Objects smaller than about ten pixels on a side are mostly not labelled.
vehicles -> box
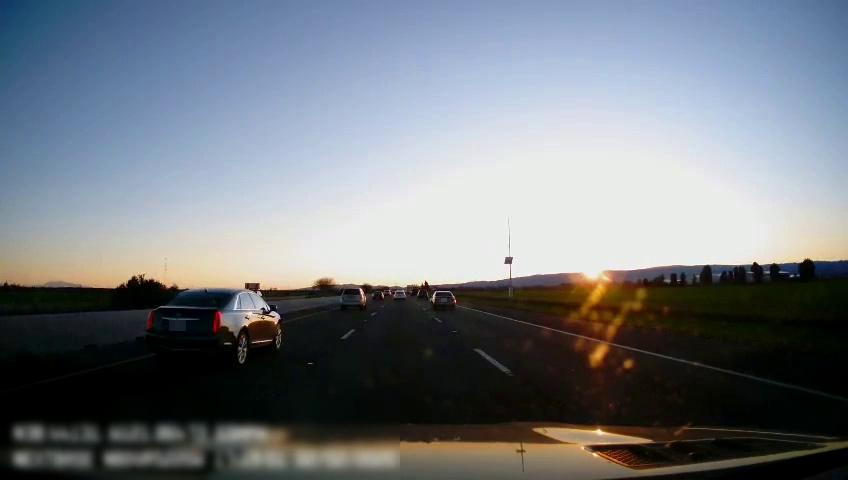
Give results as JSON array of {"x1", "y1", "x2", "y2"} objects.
[
  {"x1": 338, "y1": 287, "x2": 368, "y2": 312},
  {"x1": 372, "y1": 290, "x2": 385, "y2": 302},
  {"x1": 429, "y1": 290, "x2": 457, "y2": 311},
  {"x1": 143, "y1": 288, "x2": 284, "y2": 369},
  {"x1": 393, "y1": 291, "x2": 406, "y2": 301},
  {"x1": 417, "y1": 289, "x2": 429, "y2": 300}
]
